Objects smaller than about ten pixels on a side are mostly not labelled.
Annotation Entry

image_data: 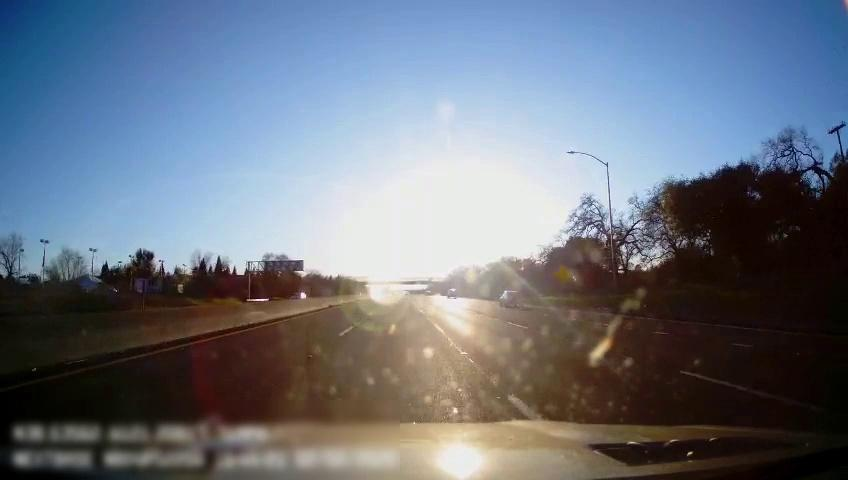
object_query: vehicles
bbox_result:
[447,288,458,298]
[290,292,307,301]
[499,290,522,307]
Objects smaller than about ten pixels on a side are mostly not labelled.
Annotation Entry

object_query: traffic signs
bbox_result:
[554,265,572,286]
